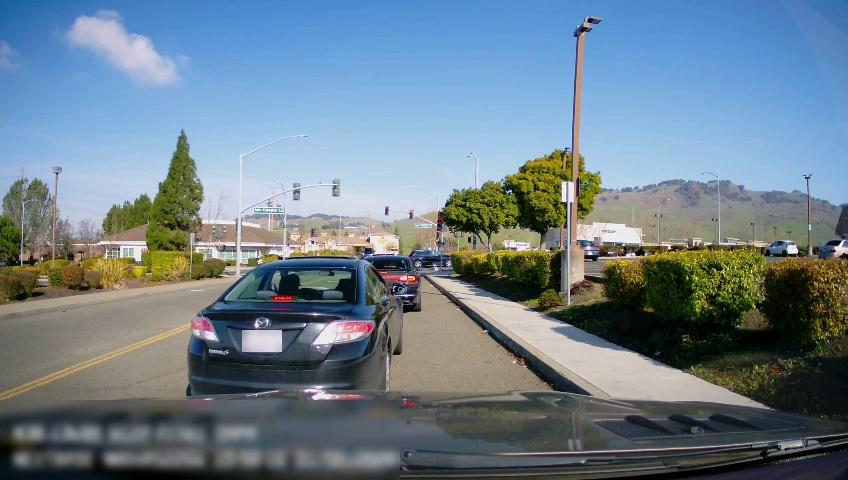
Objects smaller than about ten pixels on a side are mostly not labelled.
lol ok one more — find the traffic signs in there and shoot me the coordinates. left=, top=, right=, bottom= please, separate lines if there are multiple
left=417, top=222, right=433, bottom=229
left=254, top=205, right=285, bottom=216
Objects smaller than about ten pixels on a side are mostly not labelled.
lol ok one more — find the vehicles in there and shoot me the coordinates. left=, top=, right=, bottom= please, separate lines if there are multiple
left=817, top=237, right=848, bottom=270
left=367, top=255, right=424, bottom=311
left=764, top=239, right=799, bottom=256
left=410, top=248, right=452, bottom=269
left=184, top=255, right=405, bottom=396
left=577, top=237, right=602, bottom=260
left=361, top=245, right=374, bottom=255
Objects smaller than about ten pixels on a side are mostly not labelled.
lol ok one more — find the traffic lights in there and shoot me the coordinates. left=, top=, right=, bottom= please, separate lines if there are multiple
left=291, top=183, right=300, bottom=201
left=331, top=179, right=340, bottom=196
